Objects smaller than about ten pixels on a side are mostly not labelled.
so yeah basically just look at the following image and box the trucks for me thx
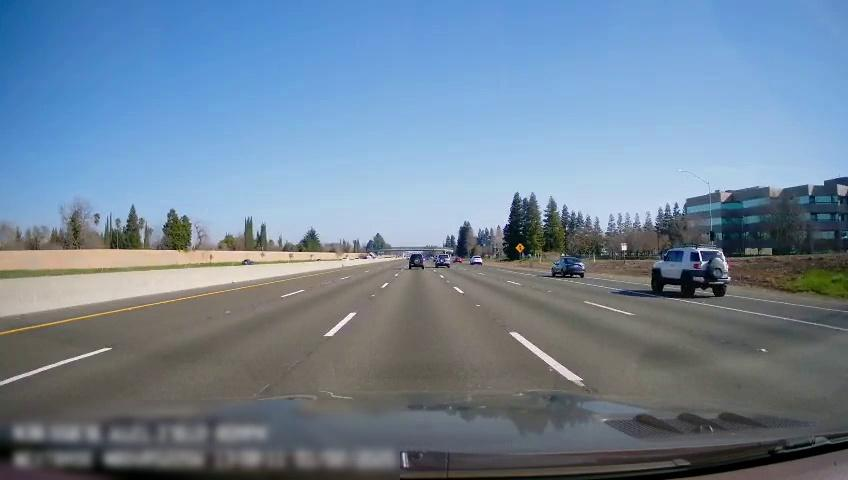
[241,258,257,266]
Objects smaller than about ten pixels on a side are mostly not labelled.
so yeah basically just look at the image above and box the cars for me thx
[551,256,586,278]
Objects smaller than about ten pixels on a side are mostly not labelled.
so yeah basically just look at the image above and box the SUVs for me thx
[648,248,732,298]
[469,255,483,265]
[408,253,424,270]
[434,253,452,268]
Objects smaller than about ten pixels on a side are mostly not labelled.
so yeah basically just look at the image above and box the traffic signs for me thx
[514,242,525,254]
